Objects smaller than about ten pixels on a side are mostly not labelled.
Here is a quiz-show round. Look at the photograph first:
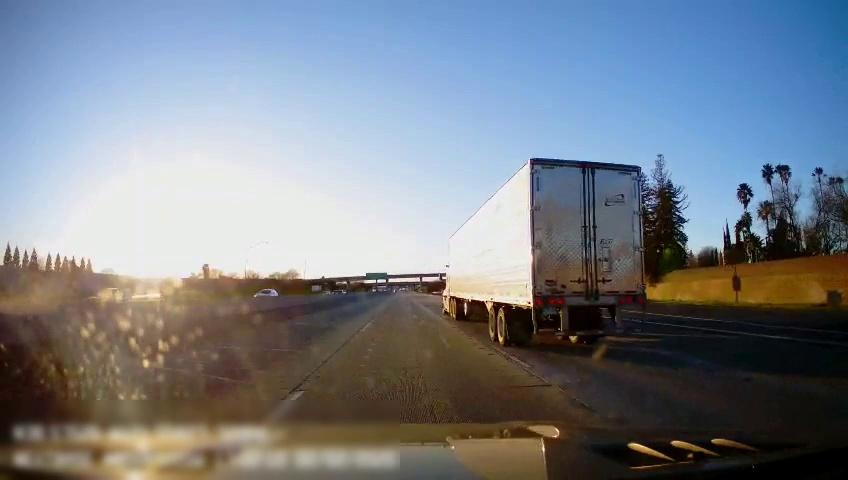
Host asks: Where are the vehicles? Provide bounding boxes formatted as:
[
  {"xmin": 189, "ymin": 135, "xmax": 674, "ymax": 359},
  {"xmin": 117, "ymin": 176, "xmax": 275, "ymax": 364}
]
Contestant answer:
[
  {"xmin": 86, "ymin": 288, "xmax": 131, "ymax": 308},
  {"xmin": 438, "ymin": 156, "xmax": 647, "ymax": 346},
  {"xmin": 253, "ymin": 289, "xmax": 279, "ymax": 299}
]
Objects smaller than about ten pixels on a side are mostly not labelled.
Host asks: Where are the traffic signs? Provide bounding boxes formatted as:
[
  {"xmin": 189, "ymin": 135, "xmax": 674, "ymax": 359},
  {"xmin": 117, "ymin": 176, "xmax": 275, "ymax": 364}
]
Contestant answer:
[{"xmin": 366, "ymin": 272, "xmax": 387, "ymax": 280}]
